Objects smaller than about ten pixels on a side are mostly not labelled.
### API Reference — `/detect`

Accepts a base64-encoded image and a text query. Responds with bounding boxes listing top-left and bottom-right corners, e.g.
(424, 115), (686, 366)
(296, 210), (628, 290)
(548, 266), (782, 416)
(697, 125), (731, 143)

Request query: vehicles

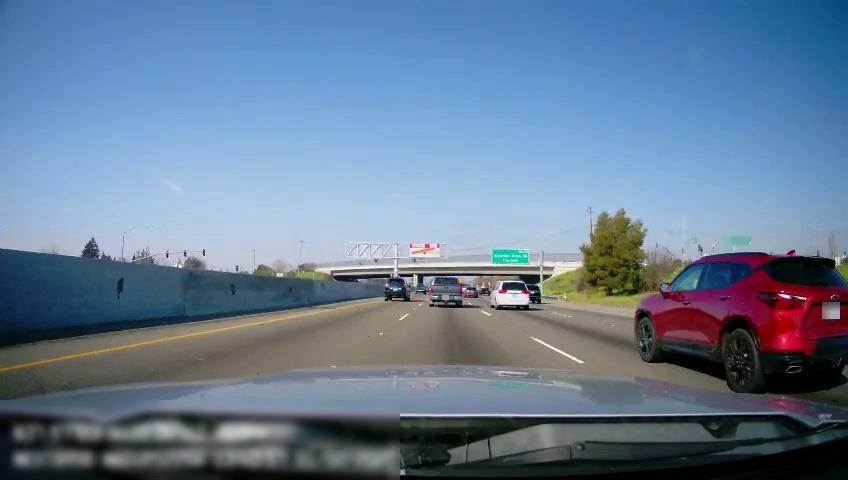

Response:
(427, 275), (464, 308)
(465, 286), (480, 299)
(415, 284), (427, 295)
(527, 284), (540, 303)
(489, 280), (530, 310)
(382, 277), (410, 301)
(632, 253), (848, 396)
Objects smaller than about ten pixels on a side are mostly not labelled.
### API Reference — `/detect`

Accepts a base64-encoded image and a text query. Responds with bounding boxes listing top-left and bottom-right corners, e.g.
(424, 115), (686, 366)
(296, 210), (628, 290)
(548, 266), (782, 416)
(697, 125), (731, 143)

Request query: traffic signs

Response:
(491, 248), (529, 265)
(408, 243), (442, 259)
(727, 236), (753, 247)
